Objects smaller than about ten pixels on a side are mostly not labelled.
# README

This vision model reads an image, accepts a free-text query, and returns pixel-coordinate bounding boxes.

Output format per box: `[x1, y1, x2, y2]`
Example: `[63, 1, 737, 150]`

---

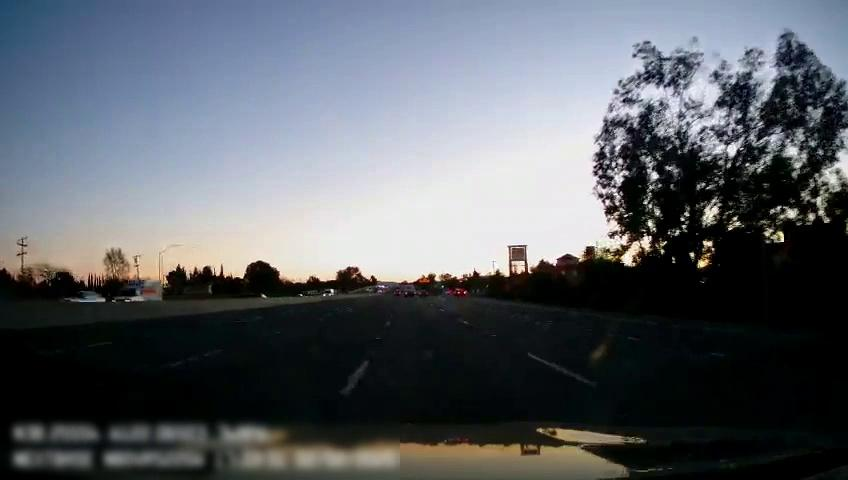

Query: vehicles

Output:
[404, 285, 415, 297]
[253, 294, 267, 299]
[323, 289, 334, 297]
[62, 291, 105, 303]
[112, 280, 163, 304]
